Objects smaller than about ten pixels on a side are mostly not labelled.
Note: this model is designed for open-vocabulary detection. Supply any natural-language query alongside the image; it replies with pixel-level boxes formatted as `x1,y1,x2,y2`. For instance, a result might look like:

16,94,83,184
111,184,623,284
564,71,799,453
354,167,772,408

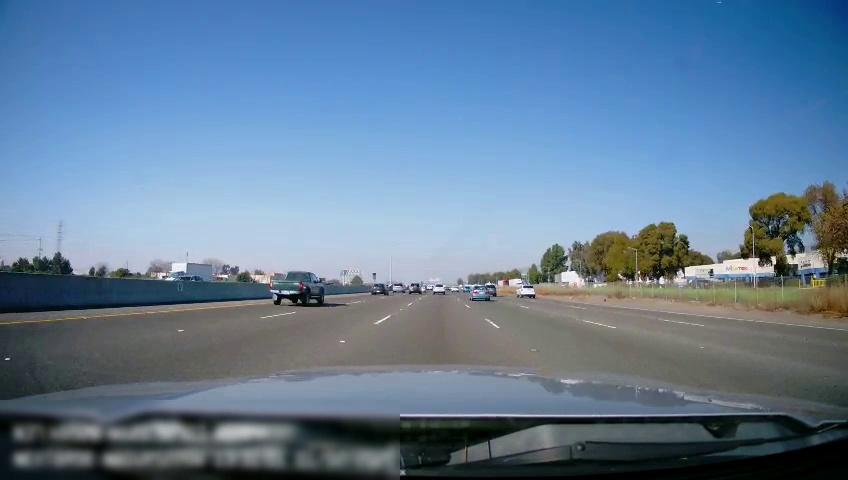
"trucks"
269,271,325,306
164,262,209,283
497,280,510,288
508,279,523,288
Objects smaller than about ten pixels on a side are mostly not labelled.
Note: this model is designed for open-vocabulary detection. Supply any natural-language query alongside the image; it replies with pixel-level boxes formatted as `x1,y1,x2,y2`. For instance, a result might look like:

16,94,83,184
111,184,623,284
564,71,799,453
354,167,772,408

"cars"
371,283,389,296
176,274,206,283
467,286,490,302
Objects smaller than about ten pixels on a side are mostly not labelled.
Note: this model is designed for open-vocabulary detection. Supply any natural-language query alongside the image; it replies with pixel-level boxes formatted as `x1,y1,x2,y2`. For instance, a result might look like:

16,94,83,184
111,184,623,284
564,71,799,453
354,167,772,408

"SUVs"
408,283,422,295
516,285,536,299
484,285,497,298
432,283,446,295
392,283,406,294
